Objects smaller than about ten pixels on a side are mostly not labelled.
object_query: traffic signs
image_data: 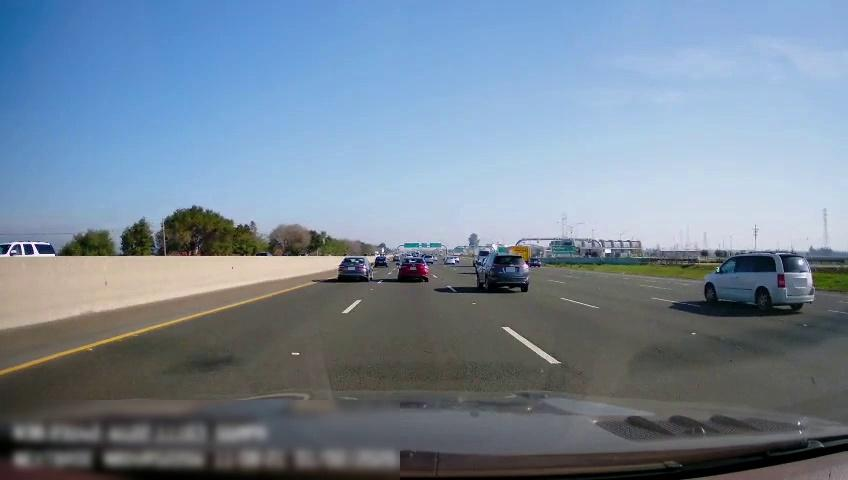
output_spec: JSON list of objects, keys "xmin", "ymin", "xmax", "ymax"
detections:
[
  {"xmin": 403, "ymin": 242, "xmax": 420, "ymax": 248},
  {"xmin": 550, "ymin": 244, "xmax": 576, "ymax": 254},
  {"xmin": 429, "ymin": 242, "xmax": 442, "ymax": 248}
]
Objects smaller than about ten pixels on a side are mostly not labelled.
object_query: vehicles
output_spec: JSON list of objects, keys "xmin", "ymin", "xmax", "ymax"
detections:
[
  {"xmin": 0, "ymin": 241, "xmax": 57, "ymax": 257},
  {"xmin": 338, "ymin": 257, "xmax": 374, "ymax": 282},
  {"xmin": 703, "ymin": 251, "xmax": 816, "ymax": 313},
  {"xmin": 374, "ymin": 256, "xmax": 390, "ymax": 268},
  {"xmin": 395, "ymin": 257, "xmax": 431, "ymax": 283},
  {"xmin": 474, "ymin": 252, "xmax": 530, "ymax": 293},
  {"xmin": 475, "ymin": 256, "xmax": 486, "ymax": 273},
  {"xmin": 525, "ymin": 256, "xmax": 541, "ymax": 268},
  {"xmin": 472, "ymin": 246, "xmax": 491, "ymax": 267},
  {"xmin": 255, "ymin": 252, "xmax": 274, "ymax": 257},
  {"xmin": 506, "ymin": 245, "xmax": 530, "ymax": 265},
  {"xmin": 442, "ymin": 255, "xmax": 456, "ymax": 265}
]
